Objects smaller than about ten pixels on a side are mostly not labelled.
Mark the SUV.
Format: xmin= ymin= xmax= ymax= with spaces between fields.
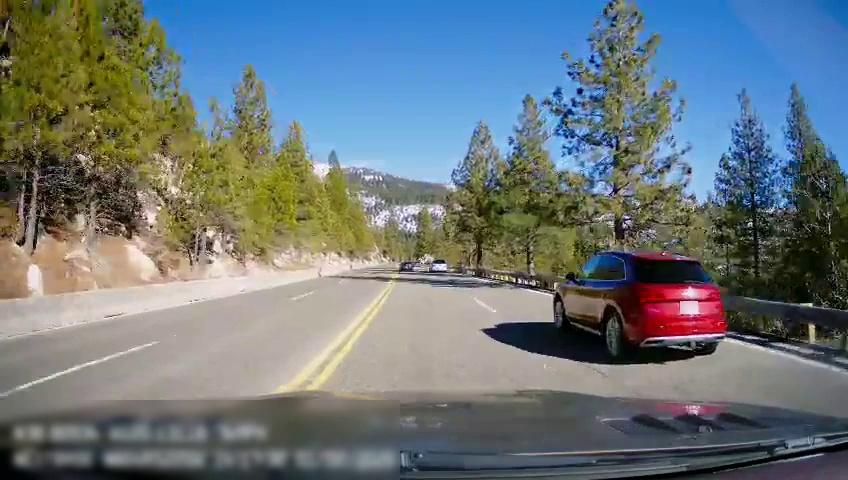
xmin=551 ymin=246 xmax=729 ymax=360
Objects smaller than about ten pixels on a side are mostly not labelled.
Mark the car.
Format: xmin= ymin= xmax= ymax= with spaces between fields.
xmin=398 ymin=261 xmax=414 ymax=273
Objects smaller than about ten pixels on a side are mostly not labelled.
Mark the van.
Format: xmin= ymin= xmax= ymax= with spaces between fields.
xmin=428 ymin=259 xmax=448 ymax=273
